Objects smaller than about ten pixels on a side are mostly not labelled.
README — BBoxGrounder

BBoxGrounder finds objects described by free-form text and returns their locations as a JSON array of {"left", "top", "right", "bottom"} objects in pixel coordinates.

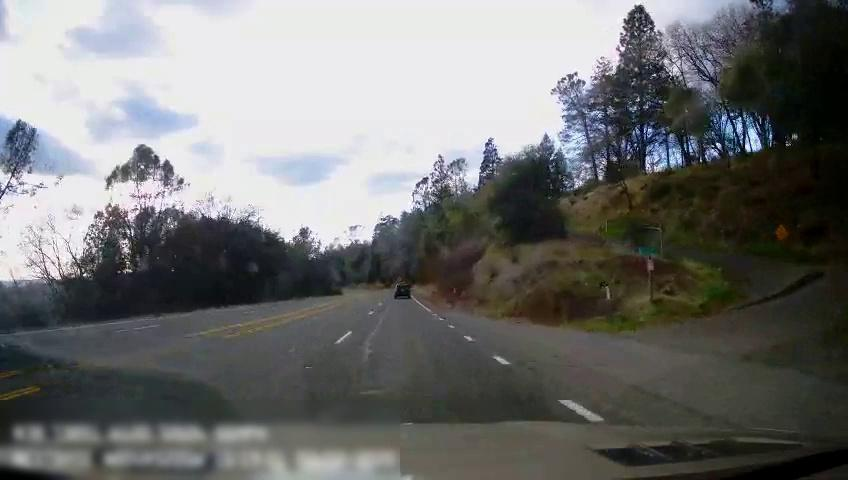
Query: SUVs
[{"left": 393, "top": 284, "right": 411, "bottom": 300}]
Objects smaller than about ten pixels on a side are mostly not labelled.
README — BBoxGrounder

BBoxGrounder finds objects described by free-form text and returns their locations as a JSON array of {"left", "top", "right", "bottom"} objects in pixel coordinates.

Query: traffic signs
[
  {"left": 638, "top": 227, "right": 663, "bottom": 255},
  {"left": 775, "top": 224, "right": 789, "bottom": 242}
]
